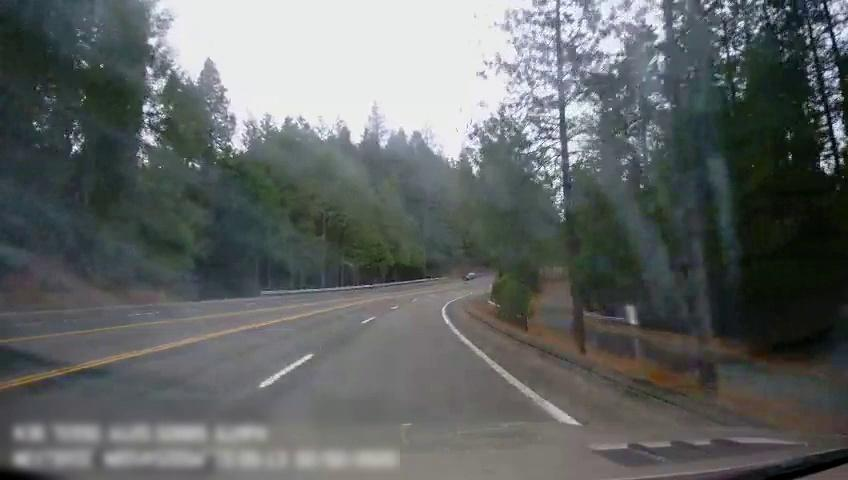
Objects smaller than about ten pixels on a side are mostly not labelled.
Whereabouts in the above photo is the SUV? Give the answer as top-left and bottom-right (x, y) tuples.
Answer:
(462, 272), (476, 282)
